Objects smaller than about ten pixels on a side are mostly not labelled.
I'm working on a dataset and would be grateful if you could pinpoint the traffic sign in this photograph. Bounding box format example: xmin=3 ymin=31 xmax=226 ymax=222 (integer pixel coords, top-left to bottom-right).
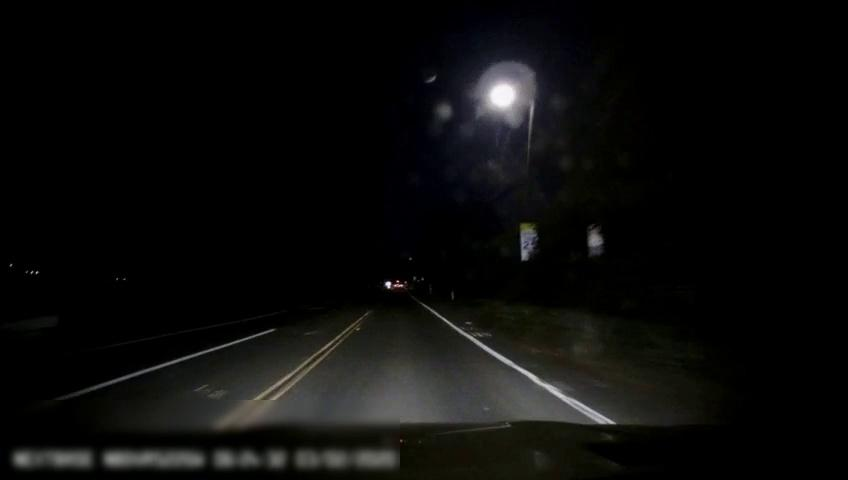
xmin=519 ymin=223 xmax=541 ymax=261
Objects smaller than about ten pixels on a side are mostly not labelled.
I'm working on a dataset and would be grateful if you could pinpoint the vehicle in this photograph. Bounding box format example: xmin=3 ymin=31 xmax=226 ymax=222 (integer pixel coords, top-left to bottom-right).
xmin=0 ymin=302 xmax=58 ymax=335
